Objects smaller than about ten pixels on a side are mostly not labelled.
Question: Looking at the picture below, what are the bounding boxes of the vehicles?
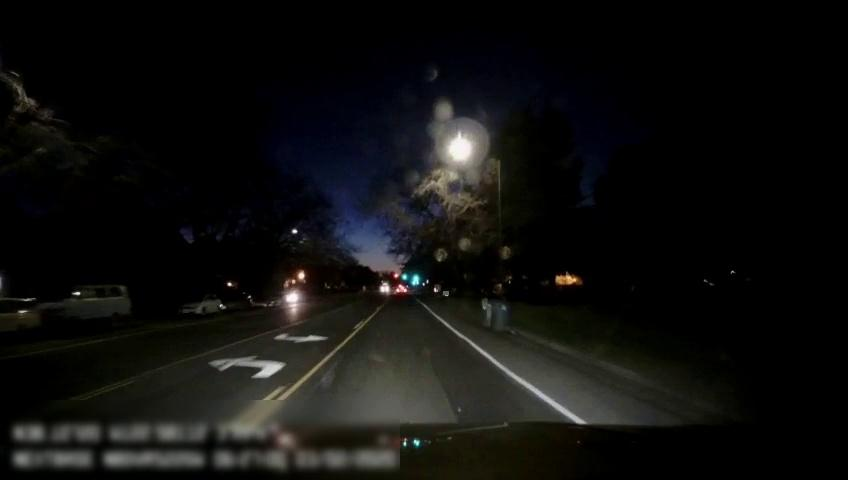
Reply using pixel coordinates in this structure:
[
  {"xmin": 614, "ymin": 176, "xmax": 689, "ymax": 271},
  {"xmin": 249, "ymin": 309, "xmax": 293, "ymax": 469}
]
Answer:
[
  {"xmin": 219, "ymin": 290, "xmax": 254, "ymax": 312},
  {"xmin": 178, "ymin": 292, "xmax": 224, "ymax": 317},
  {"xmin": 37, "ymin": 285, "xmax": 133, "ymax": 337},
  {"xmin": 0, "ymin": 298, "xmax": 42, "ymax": 344}
]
